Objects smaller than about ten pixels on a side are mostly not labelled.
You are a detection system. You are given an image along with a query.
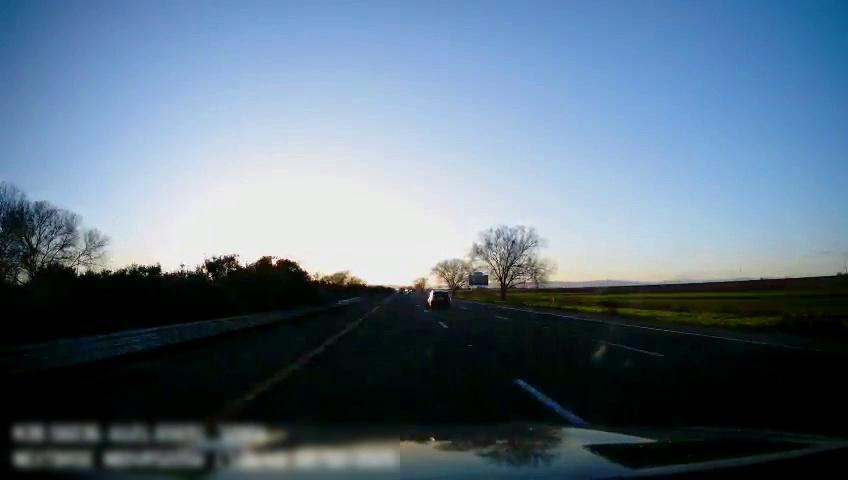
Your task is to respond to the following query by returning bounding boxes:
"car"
[428,290,450,309]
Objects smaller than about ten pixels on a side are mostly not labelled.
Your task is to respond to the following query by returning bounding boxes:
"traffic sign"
[468,275,488,286]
